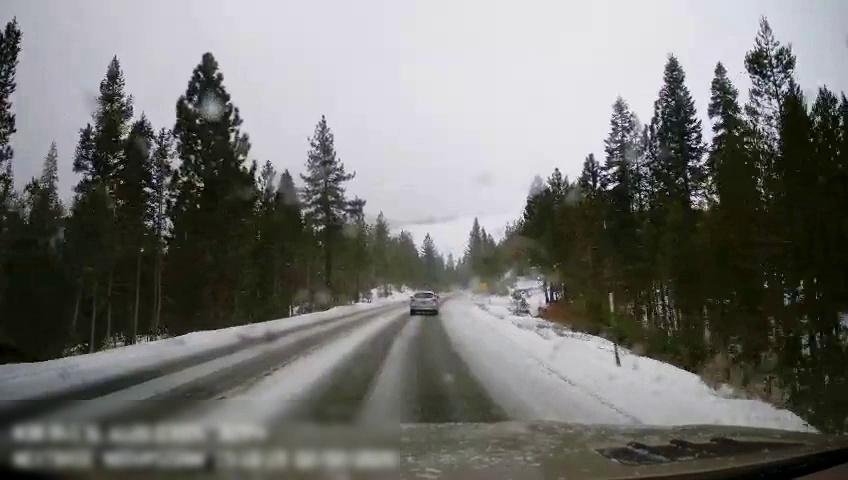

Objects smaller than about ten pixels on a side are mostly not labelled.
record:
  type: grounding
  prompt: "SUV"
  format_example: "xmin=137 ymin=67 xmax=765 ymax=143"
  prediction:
xmin=408 ymin=289 xmax=442 ymax=316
